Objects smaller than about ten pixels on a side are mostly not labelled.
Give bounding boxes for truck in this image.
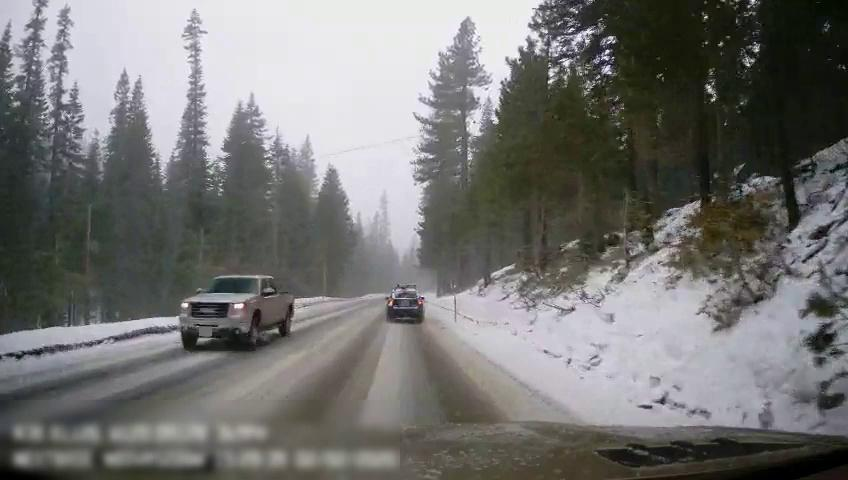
[178,275,296,351]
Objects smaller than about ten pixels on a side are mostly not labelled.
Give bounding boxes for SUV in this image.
[385,284,426,323]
